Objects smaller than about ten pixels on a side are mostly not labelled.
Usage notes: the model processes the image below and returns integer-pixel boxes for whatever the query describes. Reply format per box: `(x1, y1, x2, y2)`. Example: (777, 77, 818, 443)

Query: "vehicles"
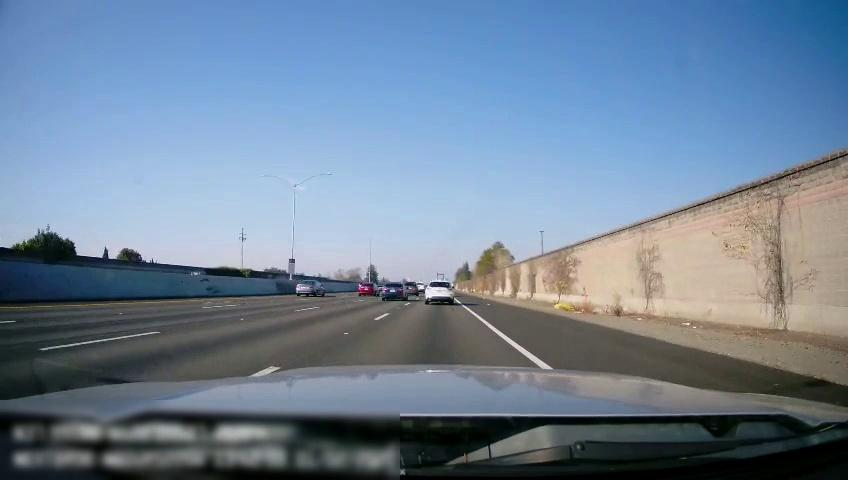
(424, 280, 456, 305)
(296, 280, 327, 297)
(381, 282, 409, 301)
(358, 283, 380, 296)
(416, 282, 426, 293)
(402, 281, 419, 296)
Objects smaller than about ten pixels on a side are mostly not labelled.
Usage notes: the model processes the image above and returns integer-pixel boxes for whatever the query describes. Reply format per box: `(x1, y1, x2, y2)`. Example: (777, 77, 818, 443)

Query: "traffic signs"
(288, 258, 295, 271)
